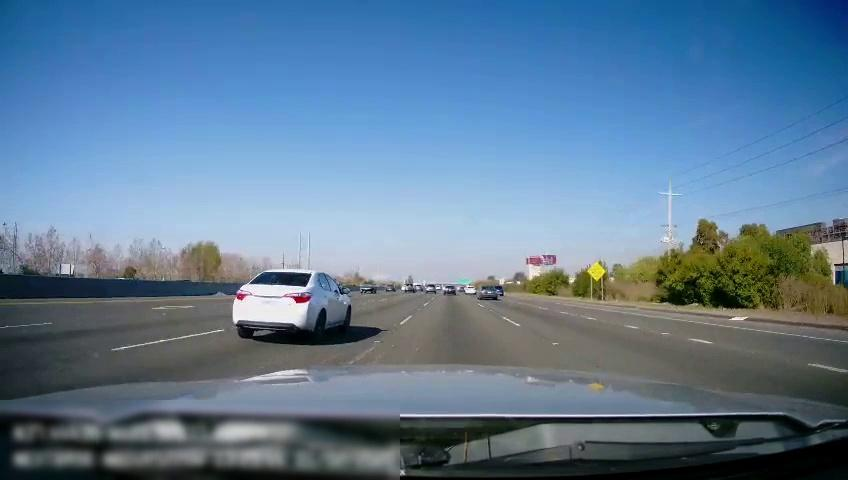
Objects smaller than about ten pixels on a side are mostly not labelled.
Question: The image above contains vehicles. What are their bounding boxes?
[443,285,457,296]
[385,284,396,292]
[404,283,415,293]
[493,285,505,297]
[115,277,136,281]
[425,284,437,294]
[231,267,353,341]
[359,281,377,294]
[464,285,477,295]
[476,284,498,300]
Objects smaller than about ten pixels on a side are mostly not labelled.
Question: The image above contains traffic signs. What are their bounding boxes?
[587,260,607,283]
[458,279,471,285]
